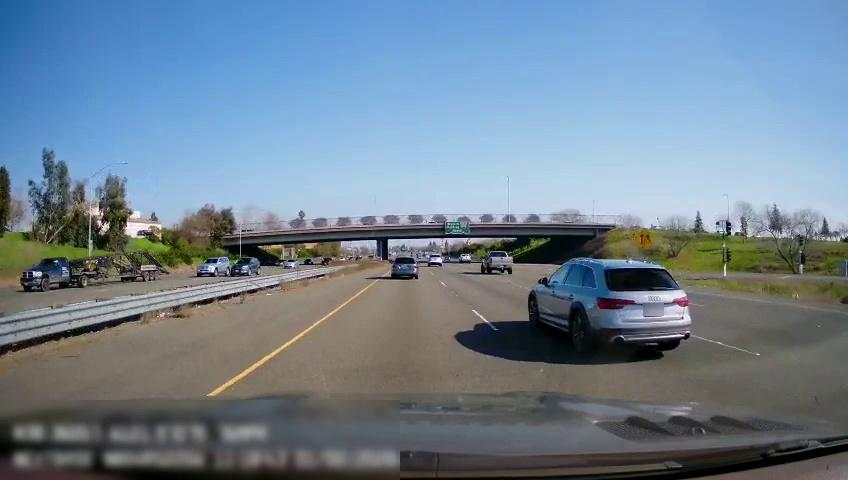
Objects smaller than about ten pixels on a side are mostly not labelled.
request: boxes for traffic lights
[722,246,732,264]
[725,220,732,236]
[799,234,805,246]
[800,253,806,265]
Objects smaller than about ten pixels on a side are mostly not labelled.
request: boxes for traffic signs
[446,220,470,234]
[631,227,656,255]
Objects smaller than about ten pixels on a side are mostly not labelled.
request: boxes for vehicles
[480,250,514,275]
[389,257,419,279]
[321,257,333,265]
[526,254,693,355]
[196,257,230,277]
[283,259,300,270]
[459,254,471,264]
[230,257,261,277]
[427,253,443,267]
[20,251,173,292]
